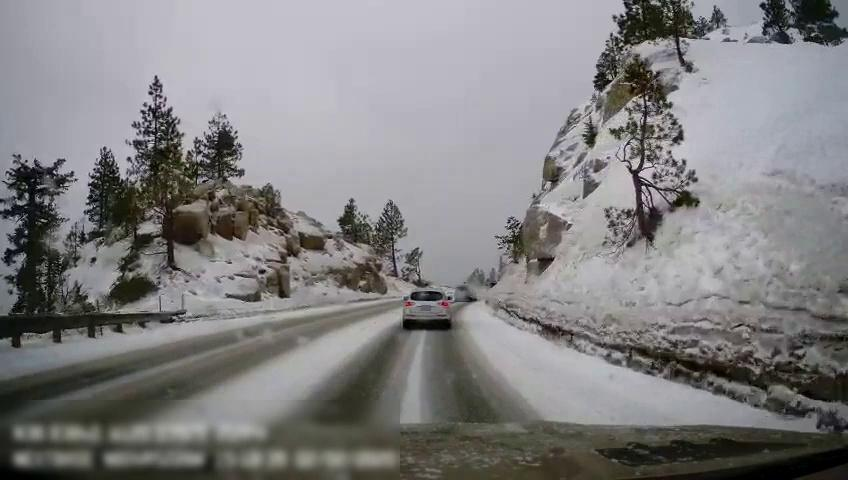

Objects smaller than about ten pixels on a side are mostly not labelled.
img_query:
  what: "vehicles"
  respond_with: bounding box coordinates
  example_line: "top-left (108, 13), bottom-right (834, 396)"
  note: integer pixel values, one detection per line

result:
top-left (454, 285), bottom-right (477, 302)
top-left (402, 291), bottom-right (452, 329)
